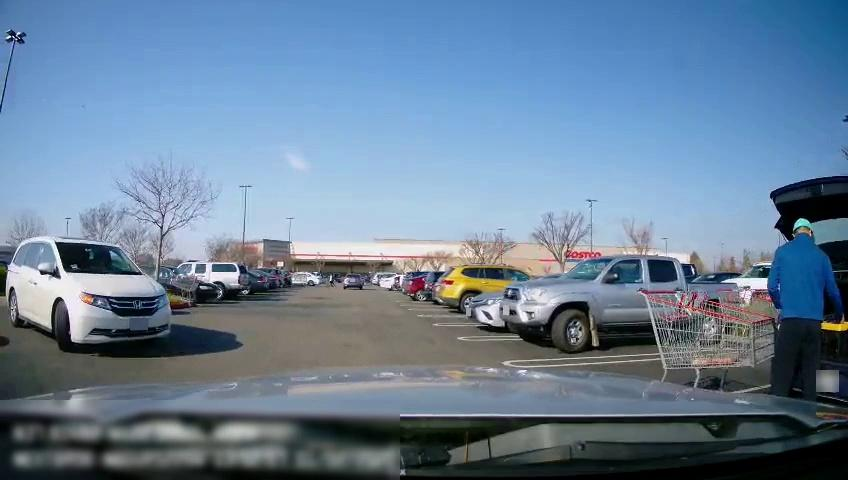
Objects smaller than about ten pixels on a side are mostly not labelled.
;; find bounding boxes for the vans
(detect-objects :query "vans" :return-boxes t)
[4,235,175,349]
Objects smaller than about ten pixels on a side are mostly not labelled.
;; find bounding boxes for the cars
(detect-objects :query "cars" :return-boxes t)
[239,270,268,297]
[468,292,507,329]
[155,267,219,305]
[400,272,426,301]
[379,275,405,290]
[289,272,320,287]
[720,260,774,304]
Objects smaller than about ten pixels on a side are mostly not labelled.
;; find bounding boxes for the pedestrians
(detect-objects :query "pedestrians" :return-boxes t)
[328,271,334,287]
[765,216,846,402]
[286,271,293,287]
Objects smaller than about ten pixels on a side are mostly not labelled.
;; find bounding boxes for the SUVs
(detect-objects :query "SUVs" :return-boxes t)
[766,174,848,405]
[177,261,250,301]
[423,270,447,301]
[343,272,364,290]
[432,264,530,315]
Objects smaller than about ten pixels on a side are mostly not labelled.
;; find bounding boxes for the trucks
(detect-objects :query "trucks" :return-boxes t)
[497,253,746,354]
